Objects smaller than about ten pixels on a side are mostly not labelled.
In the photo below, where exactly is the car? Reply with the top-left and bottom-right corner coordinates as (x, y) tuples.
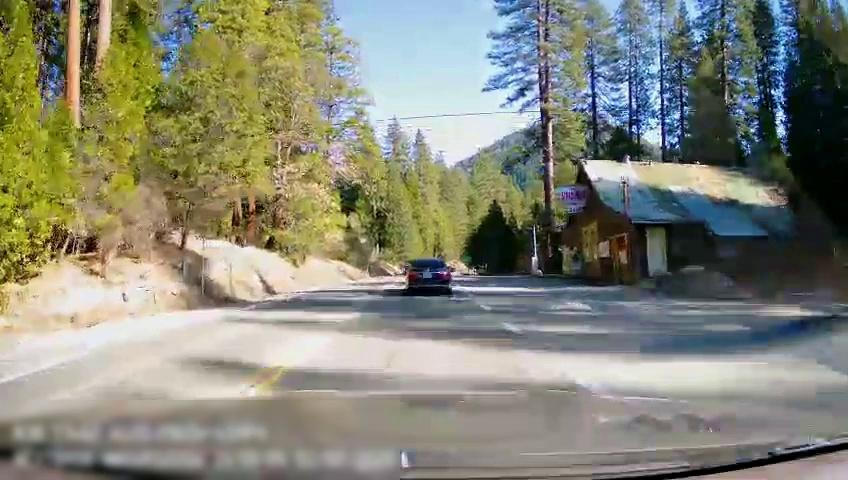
(405, 257), (452, 295)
